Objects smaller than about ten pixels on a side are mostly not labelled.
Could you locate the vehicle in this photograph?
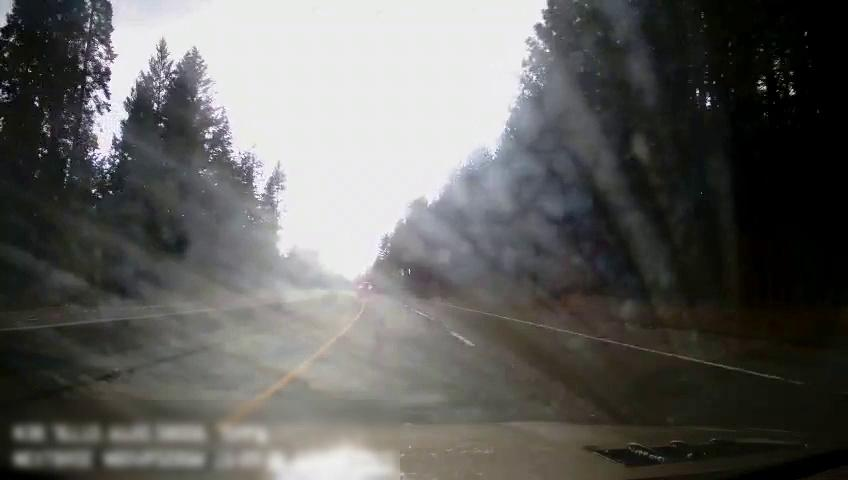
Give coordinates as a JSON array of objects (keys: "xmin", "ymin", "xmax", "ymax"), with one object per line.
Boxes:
[{"xmin": 358, "ymin": 281, "xmax": 373, "ymax": 296}]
